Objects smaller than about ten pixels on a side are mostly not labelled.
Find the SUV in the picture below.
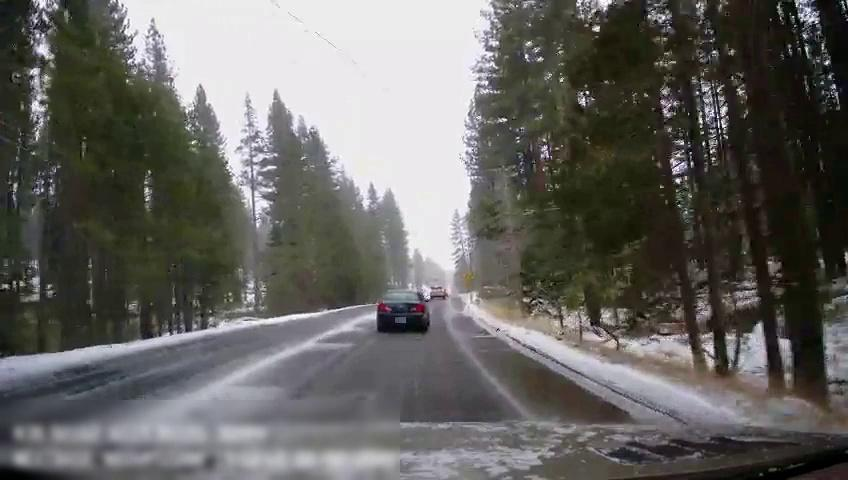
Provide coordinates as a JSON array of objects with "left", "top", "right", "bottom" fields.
[{"left": 430, "top": 286, "right": 446, "bottom": 300}]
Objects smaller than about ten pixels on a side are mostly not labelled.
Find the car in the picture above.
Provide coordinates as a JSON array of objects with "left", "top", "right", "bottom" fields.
[{"left": 376, "top": 290, "right": 431, "bottom": 333}]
